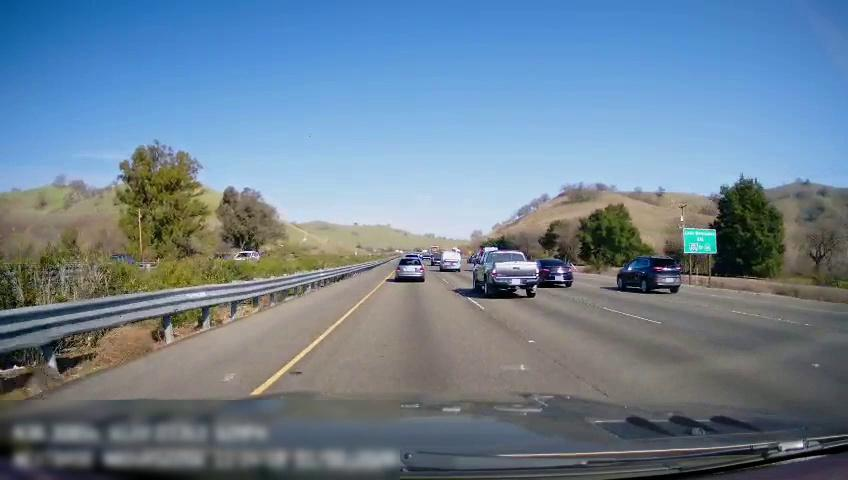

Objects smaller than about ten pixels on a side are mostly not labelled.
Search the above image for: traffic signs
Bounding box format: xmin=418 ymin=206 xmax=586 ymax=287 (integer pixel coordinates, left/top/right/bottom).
xmin=682 ymin=227 xmax=718 ymax=255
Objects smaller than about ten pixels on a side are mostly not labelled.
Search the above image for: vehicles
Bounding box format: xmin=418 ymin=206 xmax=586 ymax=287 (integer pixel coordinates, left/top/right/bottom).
xmin=421 ymin=252 xmax=432 ymax=260
xmin=483 ymin=246 xmax=499 ymax=253
xmin=440 ymin=247 xmax=463 ymax=272
xmin=109 ymin=253 xmax=137 ymax=265
xmin=232 ymin=250 xmax=261 ymax=262
xmin=405 ymin=254 xmax=420 ymax=259
xmin=395 ymin=255 xmax=426 ymax=282
xmin=534 ymin=258 xmax=573 ymax=288
xmin=472 ymin=249 xmax=540 ymax=299
xmin=431 ymin=255 xmax=444 ymax=266
xmin=615 ymin=254 xmax=682 ymax=295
